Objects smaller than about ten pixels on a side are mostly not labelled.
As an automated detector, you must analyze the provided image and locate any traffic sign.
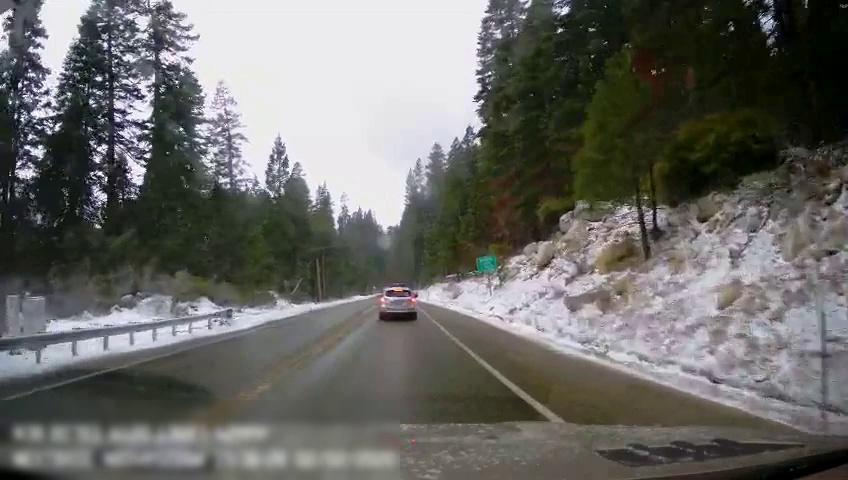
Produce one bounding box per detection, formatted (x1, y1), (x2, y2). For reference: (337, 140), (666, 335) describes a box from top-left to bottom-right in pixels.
(476, 254), (498, 274)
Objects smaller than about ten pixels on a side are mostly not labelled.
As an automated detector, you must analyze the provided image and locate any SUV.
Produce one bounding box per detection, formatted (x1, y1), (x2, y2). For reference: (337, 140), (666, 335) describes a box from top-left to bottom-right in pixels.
(377, 287), (419, 322)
